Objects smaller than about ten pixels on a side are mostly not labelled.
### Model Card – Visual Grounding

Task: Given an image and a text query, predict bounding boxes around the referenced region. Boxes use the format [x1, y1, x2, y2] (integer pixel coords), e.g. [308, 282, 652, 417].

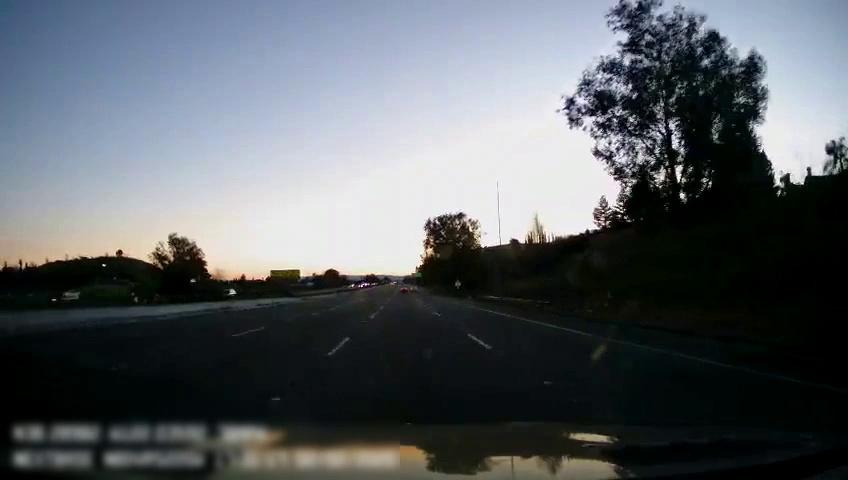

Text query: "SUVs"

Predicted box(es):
[220, 288, 237, 299]
[47, 292, 81, 309]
